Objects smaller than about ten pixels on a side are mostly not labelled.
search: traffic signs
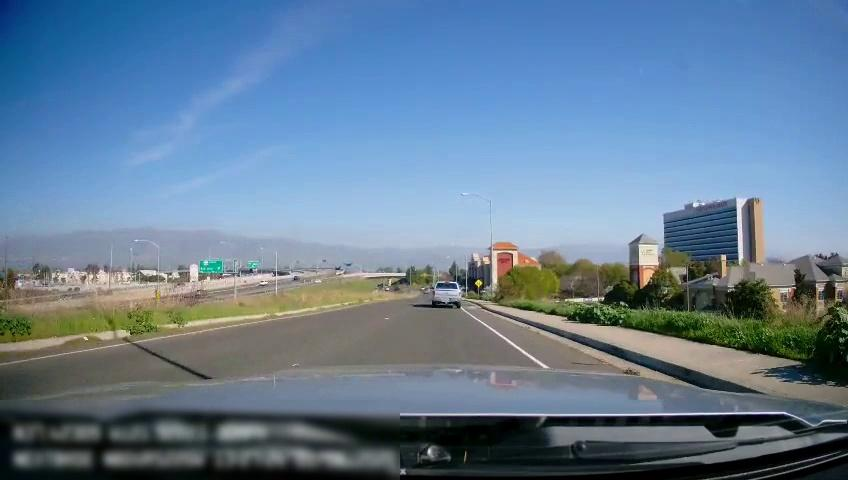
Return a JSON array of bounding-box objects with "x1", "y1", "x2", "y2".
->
[
  {"x1": 198, "y1": 258, "x2": 224, "y2": 274},
  {"x1": 247, "y1": 261, "x2": 258, "y2": 269}
]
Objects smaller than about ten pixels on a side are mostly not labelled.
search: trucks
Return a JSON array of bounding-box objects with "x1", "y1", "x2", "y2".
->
[{"x1": 429, "y1": 281, "x2": 464, "y2": 309}]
